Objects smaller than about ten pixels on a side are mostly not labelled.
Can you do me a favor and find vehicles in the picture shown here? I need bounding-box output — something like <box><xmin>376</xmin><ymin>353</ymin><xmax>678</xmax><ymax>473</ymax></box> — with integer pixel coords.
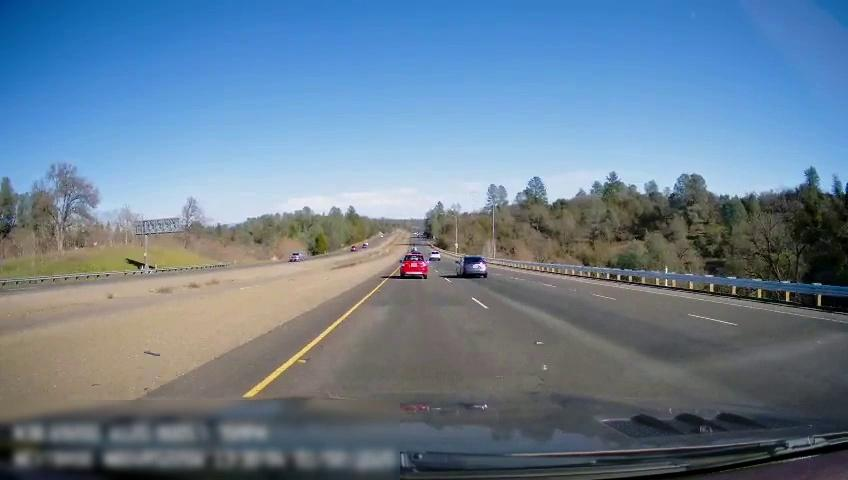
<box><xmin>288</xmin><ymin>252</ymin><xmax>305</xmax><ymax>262</ymax></box>
<box><xmin>428</xmin><ymin>251</ymin><xmax>441</xmax><ymax>261</ymax></box>
<box><xmin>399</xmin><ymin>255</ymin><xmax>427</xmax><ymax>278</ymax></box>
<box><xmin>455</xmin><ymin>255</ymin><xmax>488</xmax><ymax>278</ymax></box>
